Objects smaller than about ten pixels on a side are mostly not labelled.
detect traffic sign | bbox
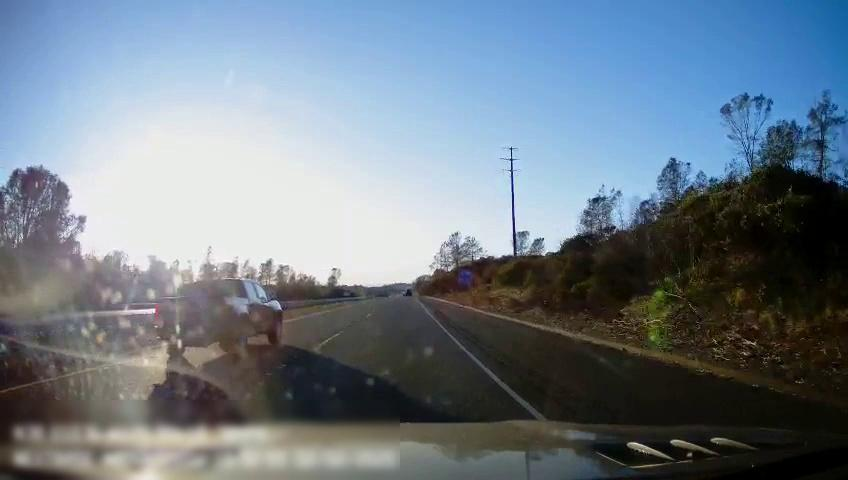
[459,271,472,287]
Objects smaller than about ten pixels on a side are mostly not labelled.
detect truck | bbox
[155,278,283,360]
